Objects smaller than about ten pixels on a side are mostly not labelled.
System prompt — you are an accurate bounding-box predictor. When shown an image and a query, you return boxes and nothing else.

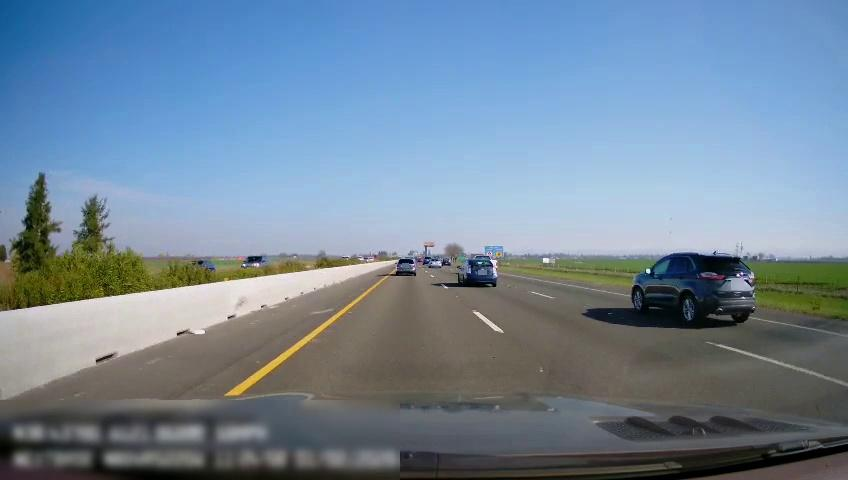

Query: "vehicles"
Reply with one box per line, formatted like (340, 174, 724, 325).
(475, 254, 497, 270)
(191, 260, 217, 272)
(455, 257, 497, 287)
(395, 257, 417, 276)
(629, 252, 757, 329)
(239, 254, 272, 268)
(428, 257, 443, 269)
